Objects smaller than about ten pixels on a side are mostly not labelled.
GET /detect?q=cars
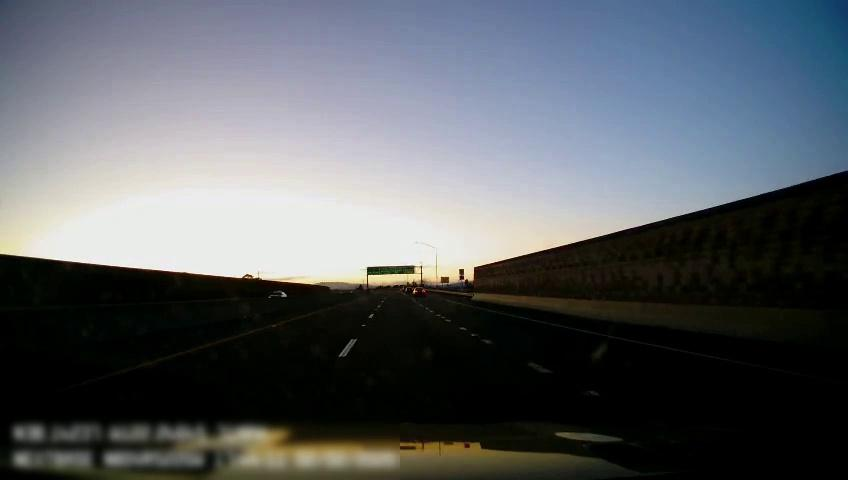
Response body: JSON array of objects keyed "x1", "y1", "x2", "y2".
[
  {"x1": 412, "y1": 286, "x2": 426, "y2": 296},
  {"x1": 268, "y1": 290, "x2": 288, "y2": 298}
]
